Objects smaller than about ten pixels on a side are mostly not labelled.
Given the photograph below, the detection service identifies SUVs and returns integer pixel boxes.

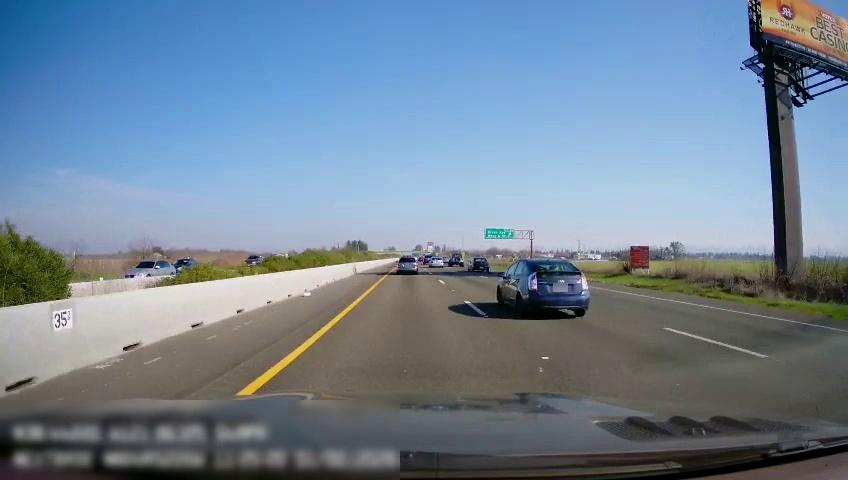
[244,254,266,267]
[173,257,199,273]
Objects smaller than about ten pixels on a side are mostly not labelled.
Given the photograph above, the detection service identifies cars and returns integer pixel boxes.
[466,256,491,273]
[495,258,591,318]
[397,257,419,276]
[446,252,465,267]
[428,256,445,268]
[122,258,178,279]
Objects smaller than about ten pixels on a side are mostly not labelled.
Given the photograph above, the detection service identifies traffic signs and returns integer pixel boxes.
[484,227,514,239]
